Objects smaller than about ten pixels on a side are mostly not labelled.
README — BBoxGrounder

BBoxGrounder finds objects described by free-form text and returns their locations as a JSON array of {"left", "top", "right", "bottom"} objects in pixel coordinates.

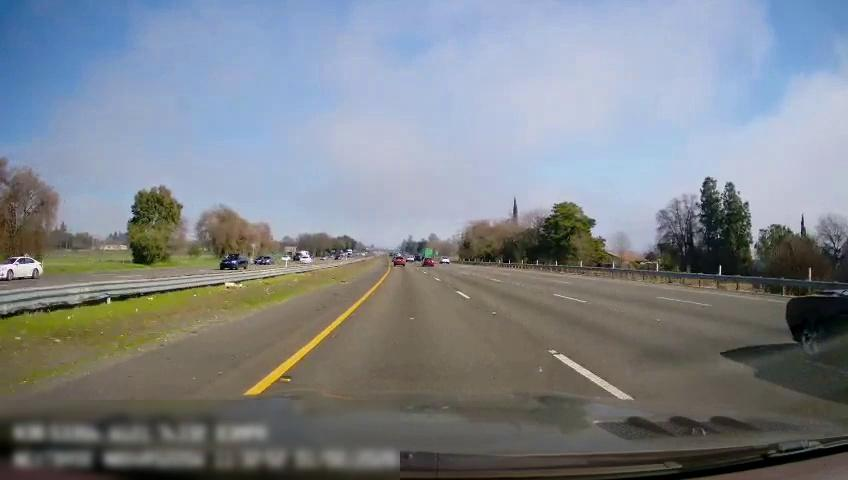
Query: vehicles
[
  {"left": 220, "top": 254, "right": 249, "bottom": 270},
  {"left": 419, "top": 247, "right": 433, "bottom": 261},
  {"left": 259, "top": 256, "right": 276, "bottom": 265},
  {"left": 299, "top": 255, "right": 313, "bottom": 265},
  {"left": 291, "top": 250, "right": 310, "bottom": 261},
  {"left": 785, "top": 285, "right": 848, "bottom": 374},
  {"left": 0, "top": 256, "right": 43, "bottom": 281}
]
